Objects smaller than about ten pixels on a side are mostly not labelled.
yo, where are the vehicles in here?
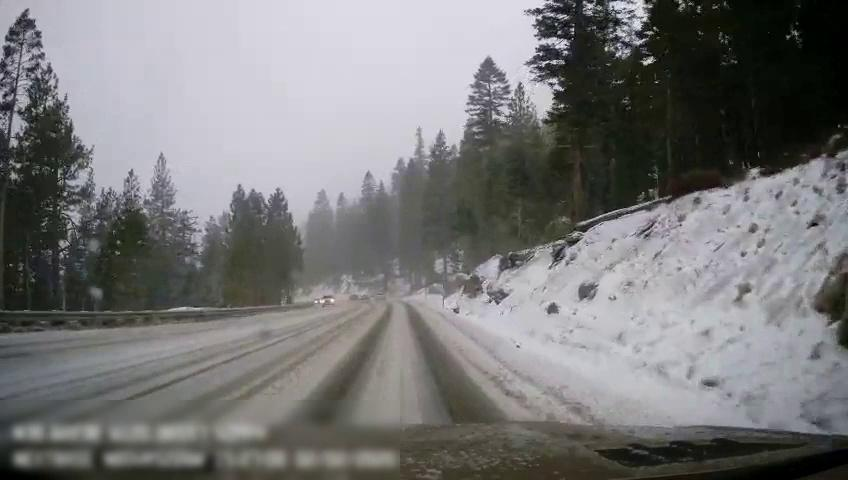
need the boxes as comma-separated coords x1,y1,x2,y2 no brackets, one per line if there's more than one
374,291,386,301
321,295,336,308
358,292,372,302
